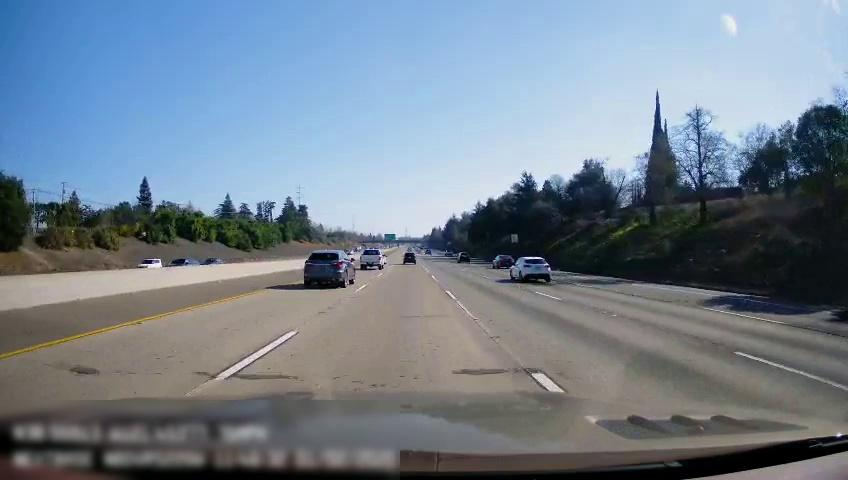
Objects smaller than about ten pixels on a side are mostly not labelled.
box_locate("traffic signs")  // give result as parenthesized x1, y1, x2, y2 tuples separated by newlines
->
(384, 234, 397, 242)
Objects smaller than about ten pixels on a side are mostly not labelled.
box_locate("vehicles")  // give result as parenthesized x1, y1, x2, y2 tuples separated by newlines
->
(492, 254, 515, 269)
(359, 248, 385, 270)
(136, 258, 163, 269)
(166, 256, 200, 267)
(200, 257, 224, 265)
(403, 252, 418, 265)
(303, 250, 357, 290)
(509, 256, 551, 283)
(456, 252, 472, 264)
